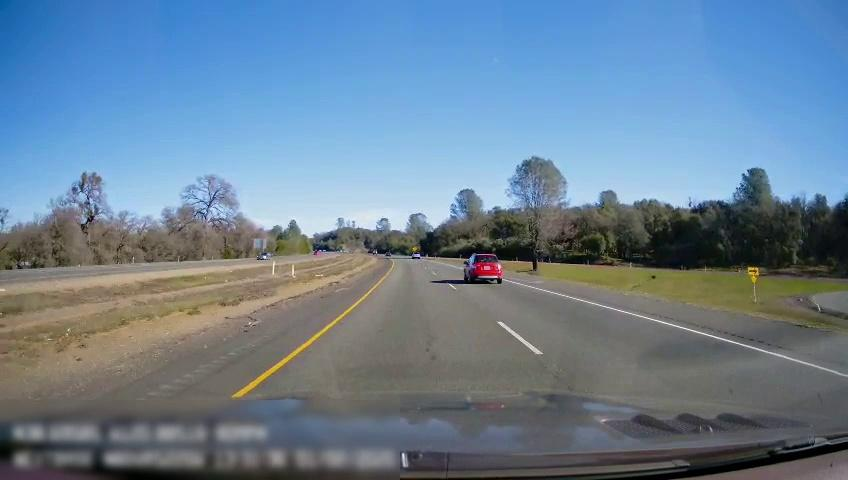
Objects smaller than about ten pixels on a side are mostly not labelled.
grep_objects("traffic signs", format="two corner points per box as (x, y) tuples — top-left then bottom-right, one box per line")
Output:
(747, 267), (760, 276)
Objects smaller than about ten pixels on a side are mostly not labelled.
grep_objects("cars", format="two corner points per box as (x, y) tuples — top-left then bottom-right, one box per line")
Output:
(256, 252), (273, 260)
(463, 254), (503, 283)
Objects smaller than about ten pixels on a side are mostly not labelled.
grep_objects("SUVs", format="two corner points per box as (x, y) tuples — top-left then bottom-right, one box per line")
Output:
(411, 252), (421, 260)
